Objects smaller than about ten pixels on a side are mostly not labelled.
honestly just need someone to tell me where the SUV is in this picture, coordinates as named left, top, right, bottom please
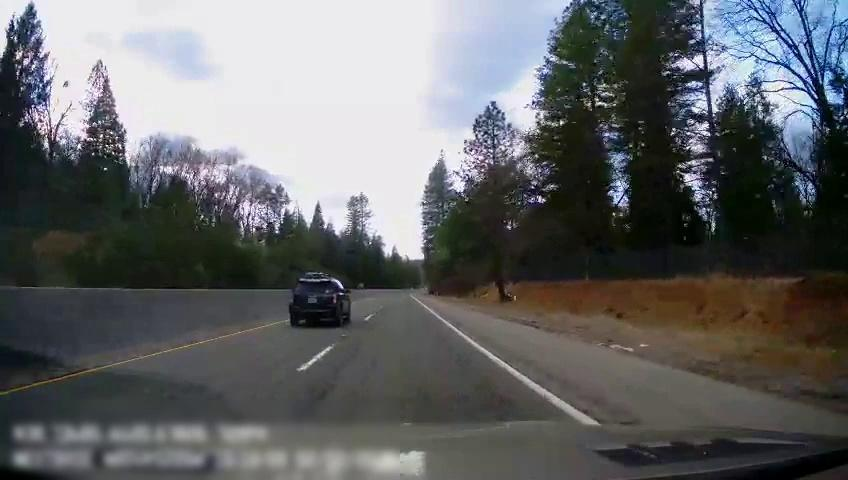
left=287, top=275, right=352, bottom=328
